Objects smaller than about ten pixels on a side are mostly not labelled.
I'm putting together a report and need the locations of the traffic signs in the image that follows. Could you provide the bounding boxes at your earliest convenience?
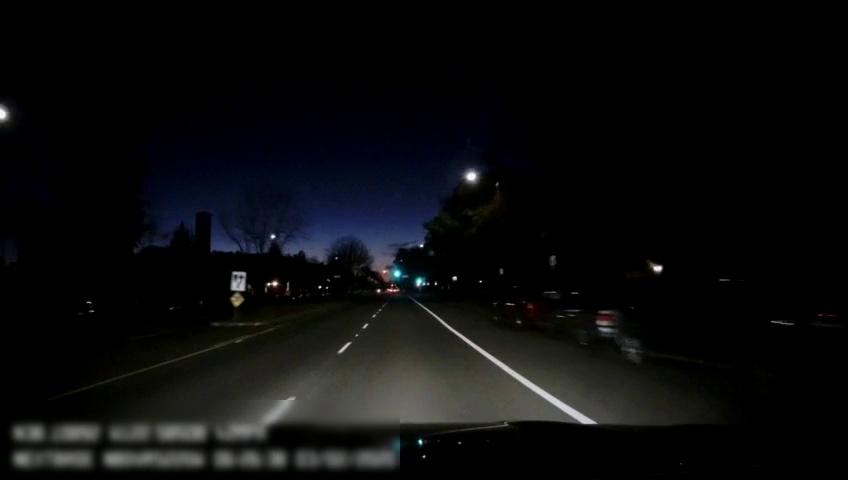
[229,292,244,308]
[230,271,245,292]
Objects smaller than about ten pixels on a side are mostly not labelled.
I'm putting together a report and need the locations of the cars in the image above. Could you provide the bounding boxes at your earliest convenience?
[534,289,644,348]
[489,285,558,332]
